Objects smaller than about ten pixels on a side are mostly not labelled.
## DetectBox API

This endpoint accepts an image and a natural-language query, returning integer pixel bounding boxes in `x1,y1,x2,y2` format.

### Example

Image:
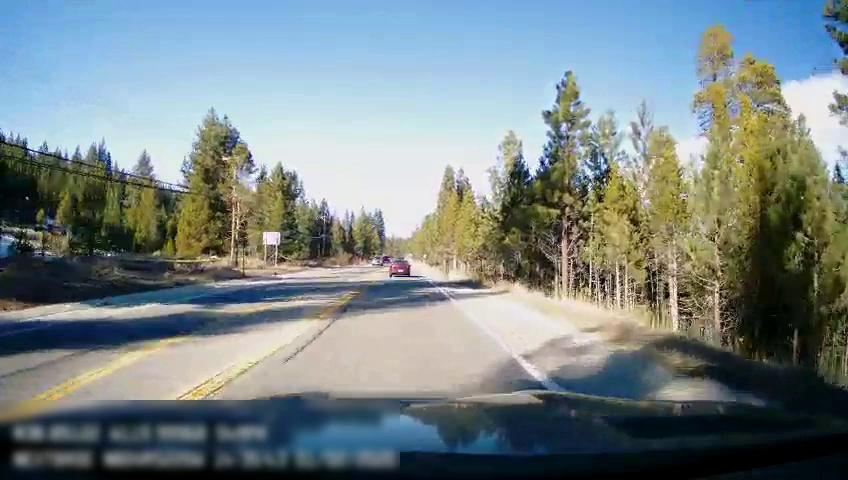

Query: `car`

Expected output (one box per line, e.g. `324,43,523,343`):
388,259,411,278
